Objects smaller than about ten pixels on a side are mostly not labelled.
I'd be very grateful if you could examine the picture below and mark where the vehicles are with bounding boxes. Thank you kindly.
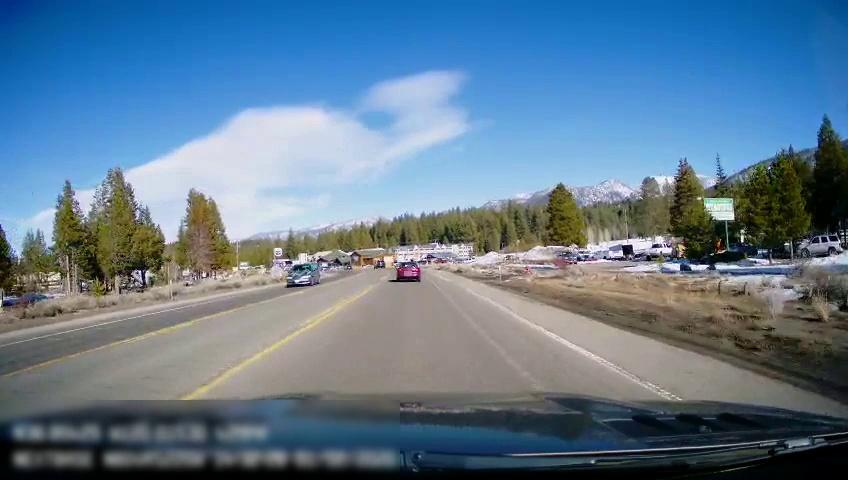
[396,263,421,282]
[797,234,844,257]
[285,263,322,288]
[374,261,386,269]
[640,242,679,262]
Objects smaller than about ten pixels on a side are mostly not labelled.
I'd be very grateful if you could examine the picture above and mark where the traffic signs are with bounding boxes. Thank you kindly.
[703,198,736,221]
